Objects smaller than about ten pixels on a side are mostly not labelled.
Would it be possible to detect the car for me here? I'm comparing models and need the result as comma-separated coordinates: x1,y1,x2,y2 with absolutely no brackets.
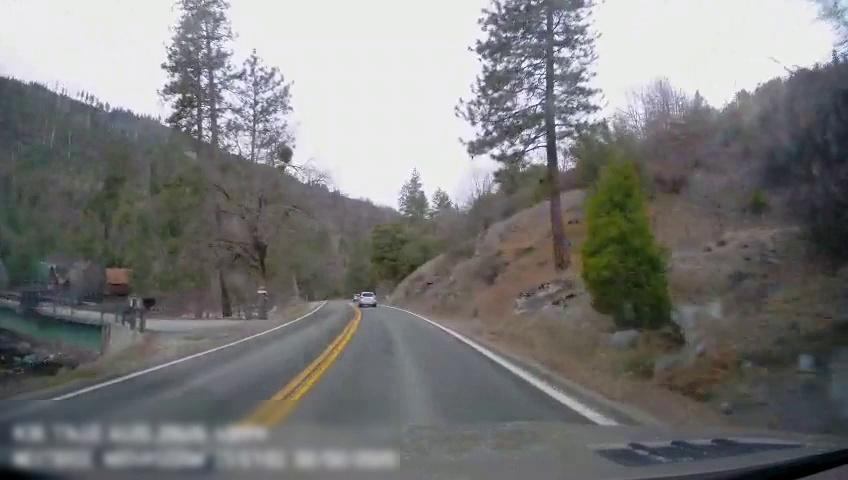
358,291,377,308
